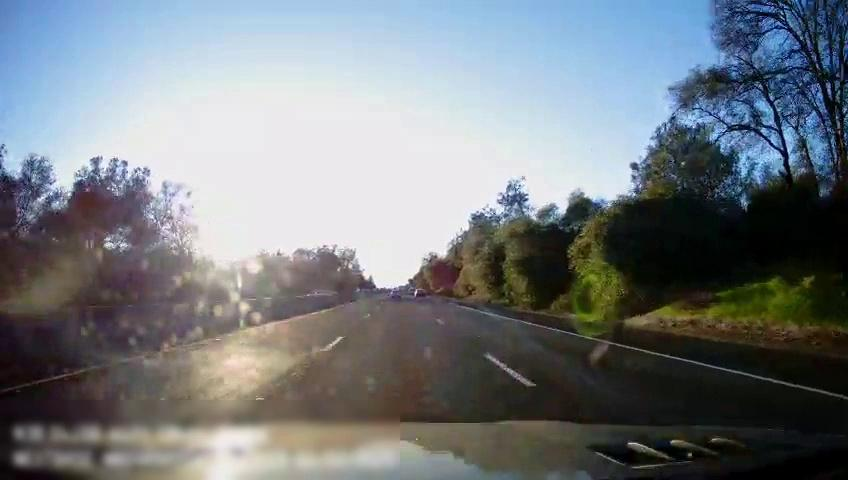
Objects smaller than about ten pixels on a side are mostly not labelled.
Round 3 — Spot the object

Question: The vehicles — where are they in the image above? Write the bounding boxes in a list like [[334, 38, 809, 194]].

[[390, 289, 403, 299], [414, 289, 425, 299]]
